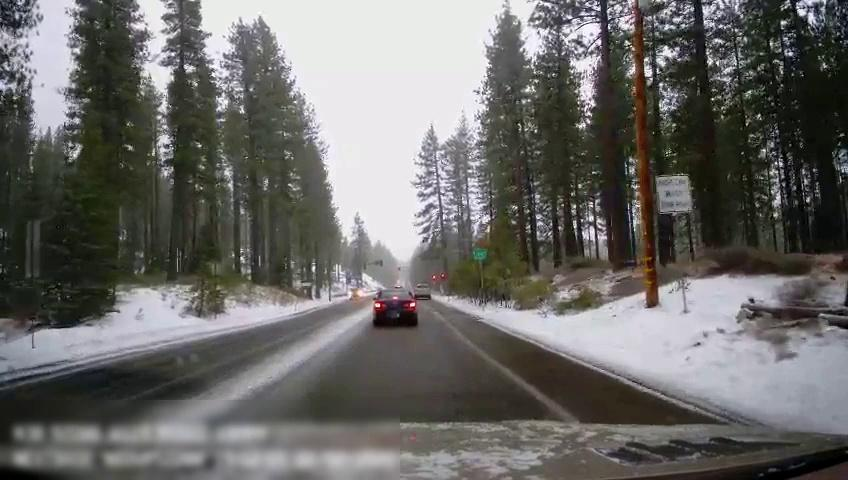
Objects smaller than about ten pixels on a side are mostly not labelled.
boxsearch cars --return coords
[372,285,418,328]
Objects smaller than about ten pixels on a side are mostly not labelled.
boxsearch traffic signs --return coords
[472,247,487,262]
[655,174,692,213]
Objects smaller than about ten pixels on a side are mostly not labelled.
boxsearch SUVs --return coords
[413,284,432,300]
